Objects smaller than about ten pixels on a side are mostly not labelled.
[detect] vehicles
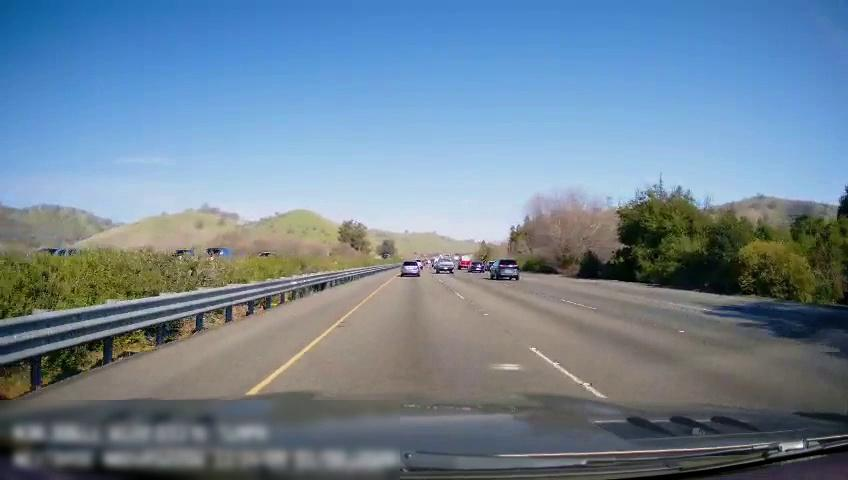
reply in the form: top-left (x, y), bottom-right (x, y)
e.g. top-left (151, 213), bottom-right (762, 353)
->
top-left (433, 255), bottom-right (441, 270)
top-left (435, 256), bottom-right (454, 274)
top-left (467, 261), bottom-right (486, 273)
top-left (481, 261), bottom-right (496, 272)
top-left (205, 247), bottom-right (232, 258)
top-left (400, 260), bottom-right (421, 278)
top-left (457, 255), bottom-right (472, 270)
top-left (171, 249), bottom-right (196, 257)
top-left (38, 247), bottom-right (82, 258)
top-left (258, 251), bottom-right (273, 257)
top-left (489, 258), bottom-right (520, 281)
